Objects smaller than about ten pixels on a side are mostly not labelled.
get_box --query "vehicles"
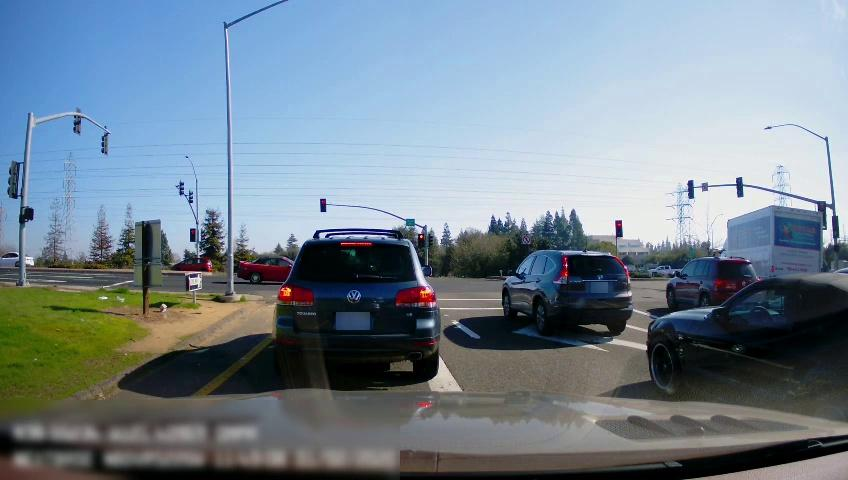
[714,206,819,279]
[236,255,293,286]
[665,256,758,312]
[501,249,633,339]
[647,265,681,279]
[645,272,848,415]
[272,239,443,382]
[0,252,36,268]
[834,267,848,275]
[174,255,215,273]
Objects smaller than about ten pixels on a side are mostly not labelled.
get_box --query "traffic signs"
[405,219,416,227]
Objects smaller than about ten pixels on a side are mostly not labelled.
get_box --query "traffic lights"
[320,198,327,214]
[429,236,435,249]
[7,163,19,201]
[817,200,828,230]
[686,178,695,200]
[417,234,425,246]
[614,220,624,239]
[176,181,185,197]
[23,209,34,222]
[100,135,108,158]
[736,177,745,198]
[72,111,83,136]
[188,192,195,206]
[190,229,197,243]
